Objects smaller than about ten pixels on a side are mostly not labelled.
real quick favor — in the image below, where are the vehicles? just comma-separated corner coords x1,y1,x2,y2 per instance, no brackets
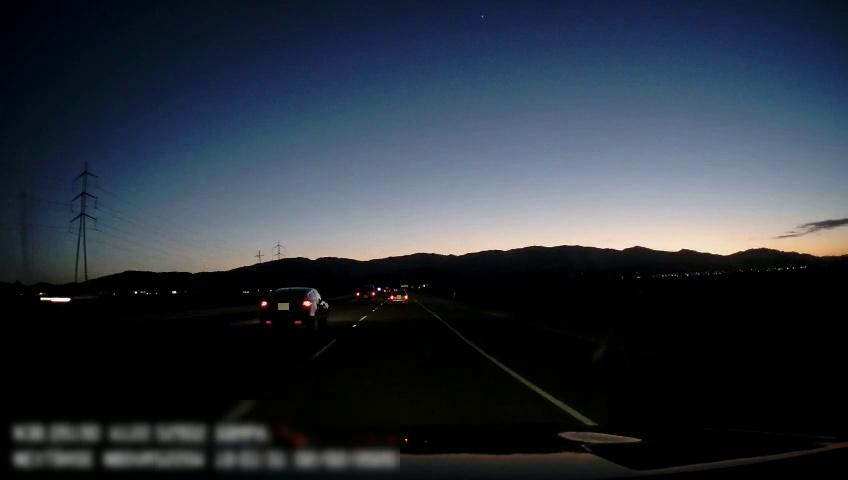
256,287,327,329
354,286,377,301
389,289,408,304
